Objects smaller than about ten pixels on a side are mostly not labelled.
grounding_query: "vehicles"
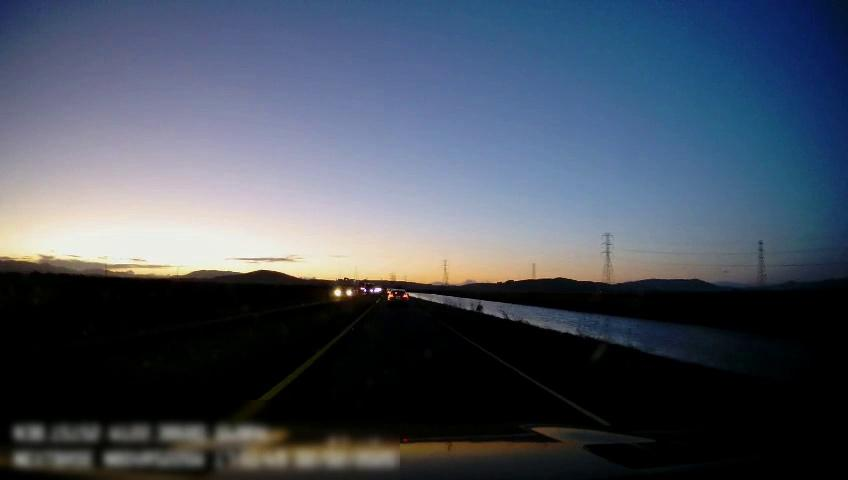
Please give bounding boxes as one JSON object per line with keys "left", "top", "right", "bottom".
{"left": 331, "top": 281, "right": 355, "bottom": 299}
{"left": 387, "top": 288, "right": 408, "bottom": 304}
